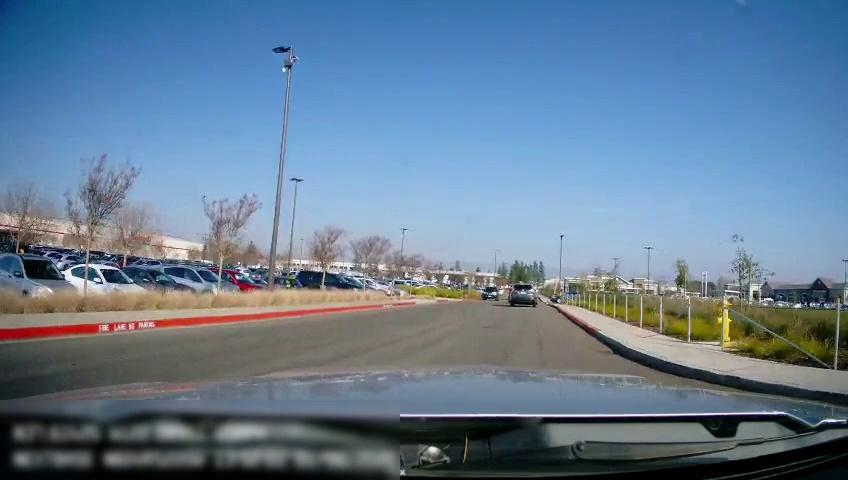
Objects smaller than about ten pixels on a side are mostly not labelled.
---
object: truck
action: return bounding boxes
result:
[480,286,500,301]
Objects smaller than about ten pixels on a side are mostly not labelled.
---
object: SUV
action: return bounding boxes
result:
[508,282,538,307]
